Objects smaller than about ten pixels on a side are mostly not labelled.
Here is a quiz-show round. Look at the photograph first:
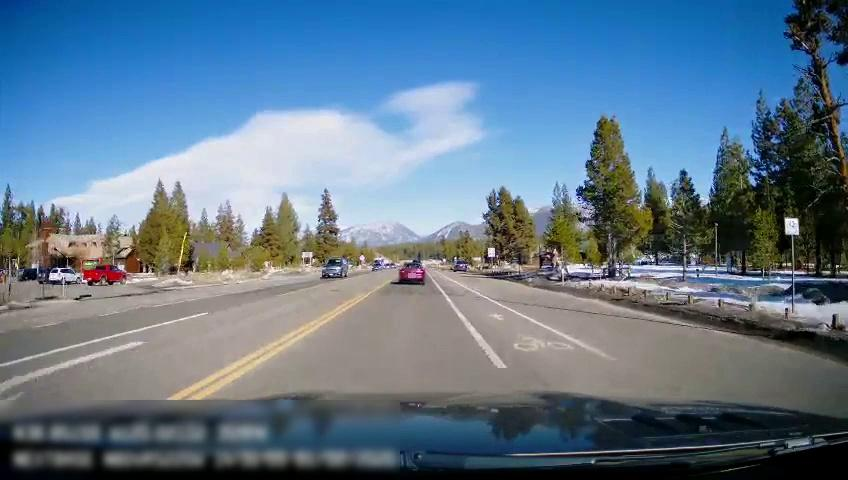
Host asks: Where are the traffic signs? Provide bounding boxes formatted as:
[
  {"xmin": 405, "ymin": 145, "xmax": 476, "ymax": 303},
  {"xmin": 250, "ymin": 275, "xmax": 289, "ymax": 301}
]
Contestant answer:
[
  {"xmin": 487, "ymin": 247, "xmax": 496, "ymax": 258},
  {"xmin": 784, "ymin": 218, "xmax": 800, "ymax": 235}
]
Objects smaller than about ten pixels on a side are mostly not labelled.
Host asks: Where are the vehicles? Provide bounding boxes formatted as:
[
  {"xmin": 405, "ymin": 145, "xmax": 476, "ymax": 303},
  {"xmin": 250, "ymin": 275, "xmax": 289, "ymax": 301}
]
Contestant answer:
[
  {"xmin": 399, "ymin": 262, "xmax": 426, "ymax": 285},
  {"xmin": 371, "ymin": 263, "xmax": 385, "ymax": 271},
  {"xmin": 82, "ymin": 263, "xmax": 127, "ymax": 286},
  {"xmin": 38, "ymin": 268, "xmax": 53, "ymax": 284},
  {"xmin": 48, "ymin": 266, "xmax": 83, "ymax": 285},
  {"xmin": 373, "ymin": 257, "xmax": 384, "ymax": 264},
  {"xmin": 453, "ymin": 262, "xmax": 468, "ymax": 272},
  {"xmin": 16, "ymin": 268, "xmax": 43, "ymax": 282},
  {"xmin": 320, "ymin": 257, "xmax": 351, "ymax": 279}
]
